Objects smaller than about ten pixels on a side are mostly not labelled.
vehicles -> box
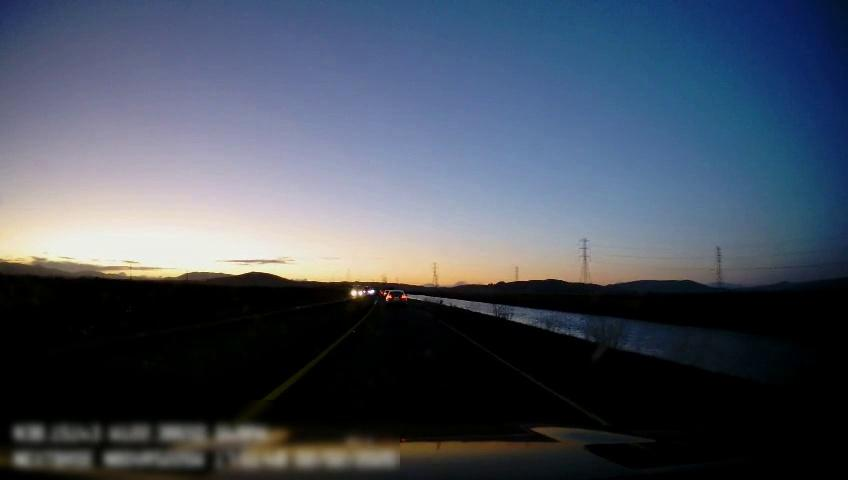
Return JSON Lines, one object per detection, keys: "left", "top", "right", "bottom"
{"left": 348, "top": 286, "right": 366, "bottom": 299}
{"left": 386, "top": 289, "right": 407, "bottom": 304}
